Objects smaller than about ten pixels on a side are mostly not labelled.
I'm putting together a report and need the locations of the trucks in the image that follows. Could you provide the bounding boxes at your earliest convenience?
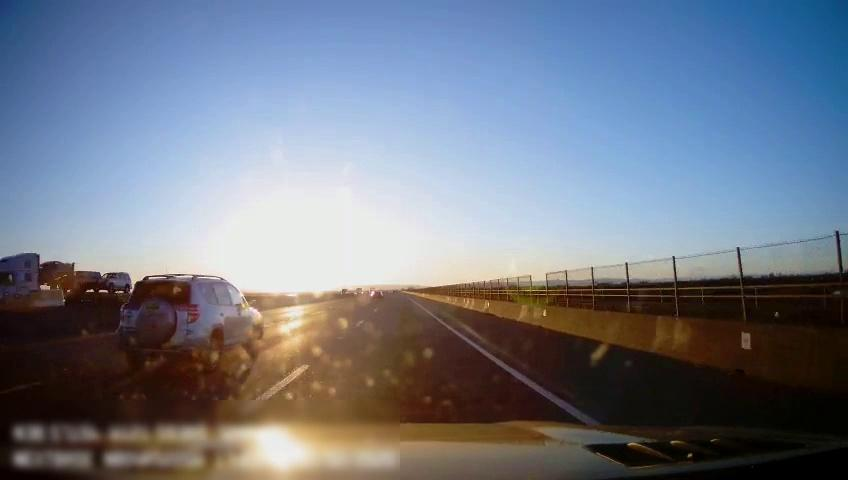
[0,252,132,312]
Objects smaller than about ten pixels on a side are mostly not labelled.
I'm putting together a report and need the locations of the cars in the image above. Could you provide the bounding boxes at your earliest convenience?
[371,290,384,300]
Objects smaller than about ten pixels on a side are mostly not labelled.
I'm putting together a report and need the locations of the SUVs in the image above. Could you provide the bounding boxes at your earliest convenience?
[16,289,66,311]
[115,273,265,372]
